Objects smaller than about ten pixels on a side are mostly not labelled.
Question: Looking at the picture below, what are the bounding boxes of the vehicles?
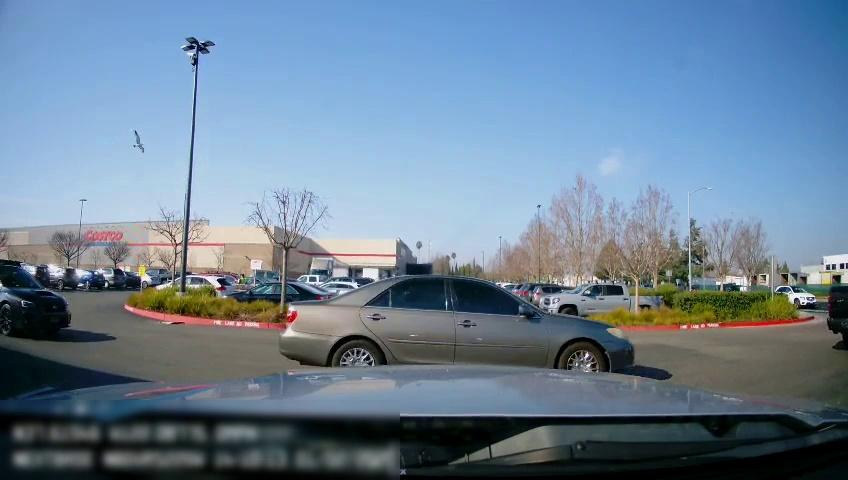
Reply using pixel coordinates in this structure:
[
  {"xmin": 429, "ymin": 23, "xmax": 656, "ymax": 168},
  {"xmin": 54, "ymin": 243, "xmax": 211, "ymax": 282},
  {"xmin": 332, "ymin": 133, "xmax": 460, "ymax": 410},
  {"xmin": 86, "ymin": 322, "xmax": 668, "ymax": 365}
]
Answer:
[
  {"xmin": 774, "ymin": 285, "xmax": 817, "ymax": 310},
  {"xmin": 154, "ymin": 274, "xmax": 240, "ymax": 300},
  {"xmin": 516, "ymin": 280, "xmax": 554, "ymax": 304},
  {"xmin": 544, "ymin": 282, "xmax": 664, "ymax": 320},
  {"xmin": 320, "ymin": 282, "xmax": 362, "ymax": 296},
  {"xmin": 502, "ymin": 281, "xmax": 519, "ymax": 294},
  {"xmin": 77, "ymin": 270, "xmax": 105, "ymax": 292},
  {"xmin": 121, "ymin": 270, "xmax": 144, "ymax": 290},
  {"xmin": 275, "ymin": 271, "xmax": 637, "ymax": 376},
  {"xmin": 19, "ymin": 262, "xmax": 51, "ymax": 288},
  {"xmin": 327, "ymin": 277, "xmax": 376, "ymax": 289},
  {"xmin": 141, "ymin": 274, "xmax": 153, "ymax": 289},
  {"xmin": 230, "ymin": 280, "xmax": 342, "ymax": 306},
  {"xmin": 49, "ymin": 264, "xmax": 79, "ymax": 293},
  {"xmin": 294, "ymin": 273, "xmax": 329, "ymax": 289},
  {"xmin": 93, "ymin": 266, "xmax": 125, "ymax": 292},
  {"xmin": 0, "ymin": 259, "xmax": 72, "ymax": 342},
  {"xmin": 307, "ymin": 255, "xmax": 349, "ymax": 283},
  {"xmin": 825, "ymin": 281, "xmax": 848, "ymax": 350},
  {"xmin": 530, "ymin": 285, "xmax": 578, "ymax": 311},
  {"xmin": 511, "ymin": 283, "xmax": 519, "ymax": 296},
  {"xmin": 492, "ymin": 281, "xmax": 509, "ymax": 289}
]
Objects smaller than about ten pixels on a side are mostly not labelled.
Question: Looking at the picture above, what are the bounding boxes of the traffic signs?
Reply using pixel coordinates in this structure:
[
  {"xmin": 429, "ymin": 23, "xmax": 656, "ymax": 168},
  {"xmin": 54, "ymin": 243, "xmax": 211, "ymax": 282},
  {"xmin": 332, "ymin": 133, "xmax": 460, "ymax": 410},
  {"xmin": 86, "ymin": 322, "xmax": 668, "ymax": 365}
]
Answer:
[{"xmin": 138, "ymin": 263, "xmax": 147, "ymax": 277}]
